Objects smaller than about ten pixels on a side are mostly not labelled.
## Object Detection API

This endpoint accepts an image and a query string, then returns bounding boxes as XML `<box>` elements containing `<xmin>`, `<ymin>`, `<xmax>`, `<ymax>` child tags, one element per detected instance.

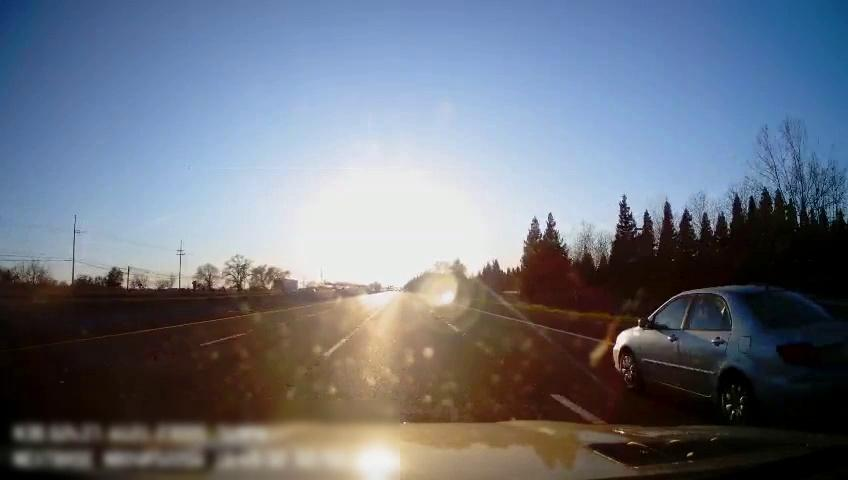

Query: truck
<box><xmin>269</xmin><ymin>280</ymin><xmax>298</xmax><ymax>297</ymax></box>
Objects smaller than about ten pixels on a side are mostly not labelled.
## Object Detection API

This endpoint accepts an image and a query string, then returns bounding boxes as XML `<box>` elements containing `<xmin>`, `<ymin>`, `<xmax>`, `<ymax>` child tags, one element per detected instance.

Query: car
<box><xmin>612</xmin><ymin>286</ymin><xmax>848</xmax><ymax>427</ymax></box>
